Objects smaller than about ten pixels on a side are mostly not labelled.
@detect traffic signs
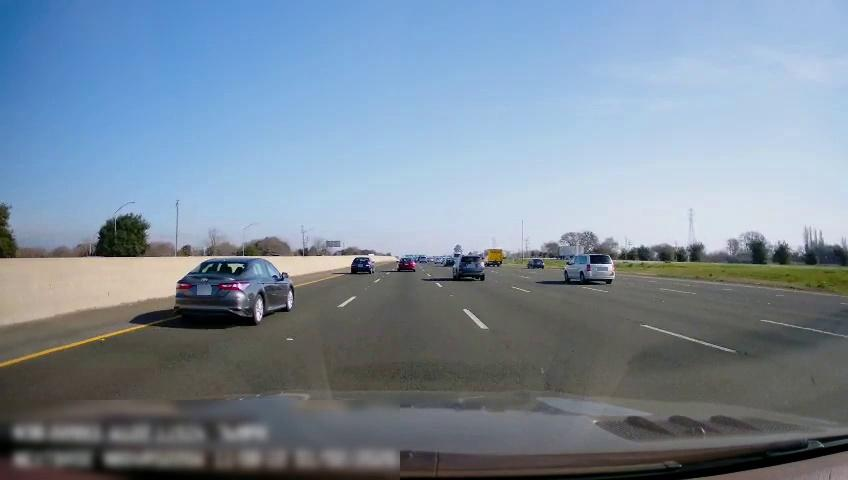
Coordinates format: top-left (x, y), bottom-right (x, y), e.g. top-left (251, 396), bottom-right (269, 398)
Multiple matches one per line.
top-left (324, 240), bottom-right (341, 247)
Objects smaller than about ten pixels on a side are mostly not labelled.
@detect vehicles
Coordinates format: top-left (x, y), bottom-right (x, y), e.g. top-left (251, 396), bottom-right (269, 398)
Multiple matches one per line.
top-left (527, 258), bottom-right (545, 270)
top-left (397, 257), bottom-right (416, 273)
top-left (555, 245), bottom-right (584, 261)
top-left (481, 248), bottom-right (503, 268)
top-left (443, 259), bottom-right (455, 268)
top-left (562, 252), bottom-right (615, 285)
top-left (451, 254), bottom-right (486, 281)
top-left (173, 256), bottom-right (296, 326)
top-left (350, 257), bottom-right (375, 275)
